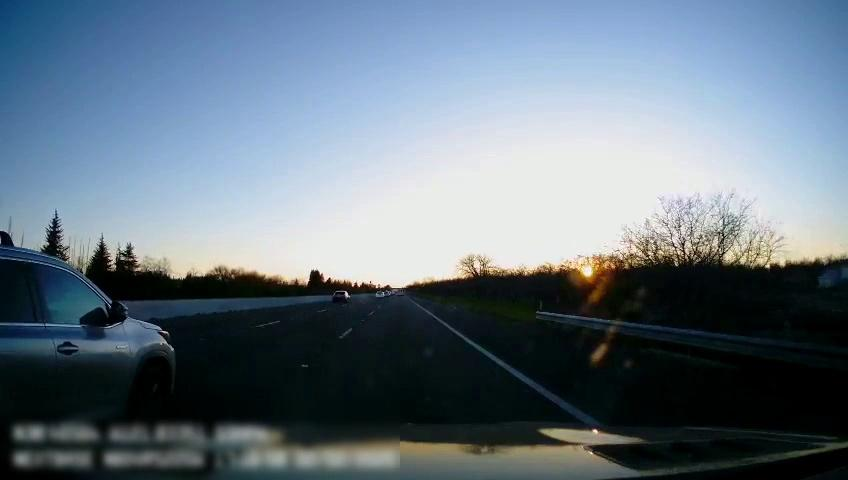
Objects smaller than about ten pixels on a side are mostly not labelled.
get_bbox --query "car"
[331,290,350,305]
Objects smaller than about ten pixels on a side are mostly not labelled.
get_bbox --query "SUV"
[0,230,181,441]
